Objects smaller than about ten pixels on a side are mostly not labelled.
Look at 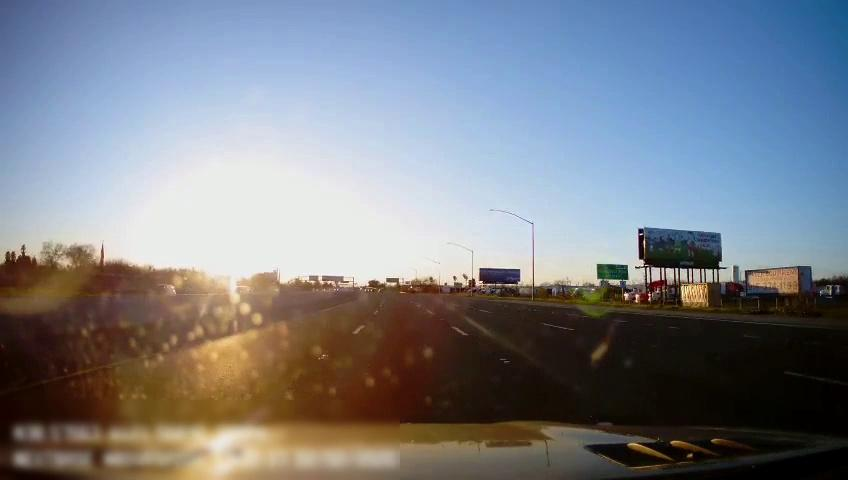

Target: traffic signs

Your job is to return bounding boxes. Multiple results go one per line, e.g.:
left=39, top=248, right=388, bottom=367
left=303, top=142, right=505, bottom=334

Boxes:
left=386, top=278, right=399, bottom=283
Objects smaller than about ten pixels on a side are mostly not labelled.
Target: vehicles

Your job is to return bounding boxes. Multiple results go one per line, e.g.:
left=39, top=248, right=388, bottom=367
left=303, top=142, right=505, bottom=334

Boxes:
left=143, top=285, right=177, bottom=299
left=228, top=286, right=251, bottom=296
